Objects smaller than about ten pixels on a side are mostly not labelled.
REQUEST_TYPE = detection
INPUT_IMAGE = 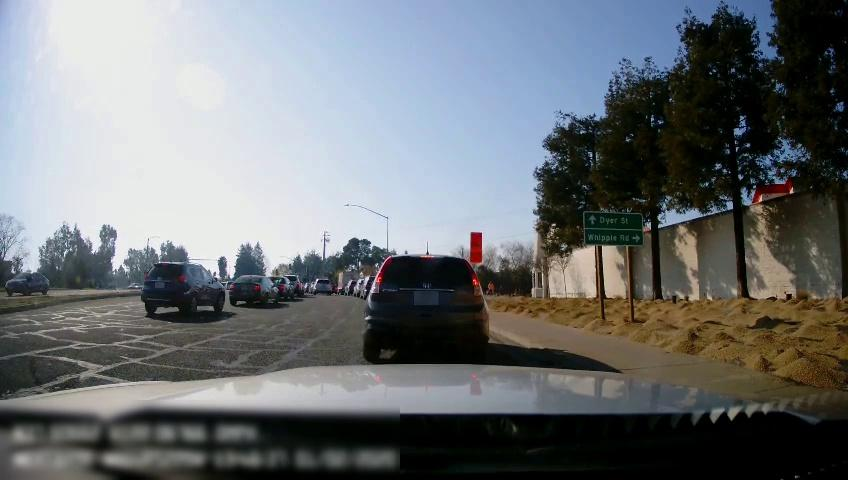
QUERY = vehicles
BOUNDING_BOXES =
[285,275,304,298]
[362,254,492,365]
[4,270,50,297]
[312,278,333,295]
[228,274,281,309]
[352,279,364,297]
[359,277,376,300]
[346,280,357,297]
[267,276,295,301]
[336,271,358,297]
[140,261,226,319]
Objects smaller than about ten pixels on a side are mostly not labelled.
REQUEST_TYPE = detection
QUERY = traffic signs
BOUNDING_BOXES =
[469,231,483,264]
[584,211,646,247]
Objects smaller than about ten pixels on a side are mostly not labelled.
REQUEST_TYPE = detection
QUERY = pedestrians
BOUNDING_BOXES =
[485,281,494,295]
